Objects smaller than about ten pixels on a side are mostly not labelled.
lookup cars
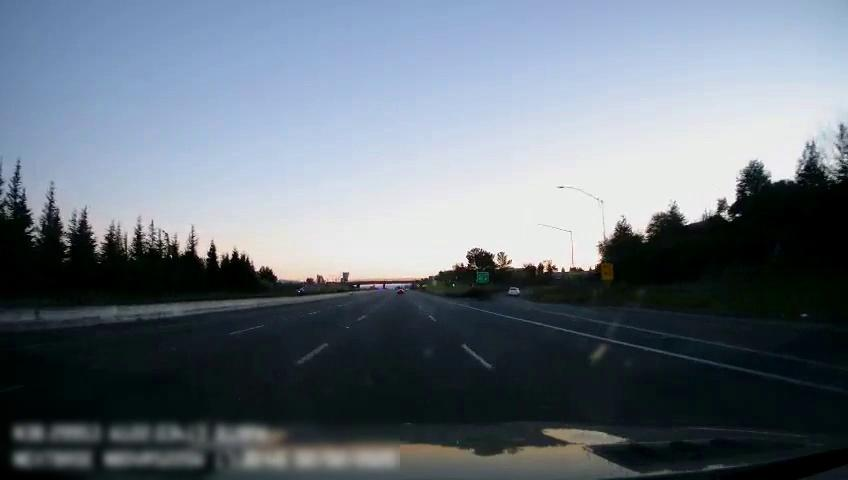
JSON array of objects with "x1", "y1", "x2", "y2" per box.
[{"x1": 507, "y1": 286, "x2": 520, "y2": 296}]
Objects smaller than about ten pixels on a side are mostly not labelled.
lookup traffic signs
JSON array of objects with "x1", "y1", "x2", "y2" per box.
[
  {"x1": 599, "y1": 262, "x2": 615, "y2": 281},
  {"x1": 476, "y1": 271, "x2": 489, "y2": 285}
]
